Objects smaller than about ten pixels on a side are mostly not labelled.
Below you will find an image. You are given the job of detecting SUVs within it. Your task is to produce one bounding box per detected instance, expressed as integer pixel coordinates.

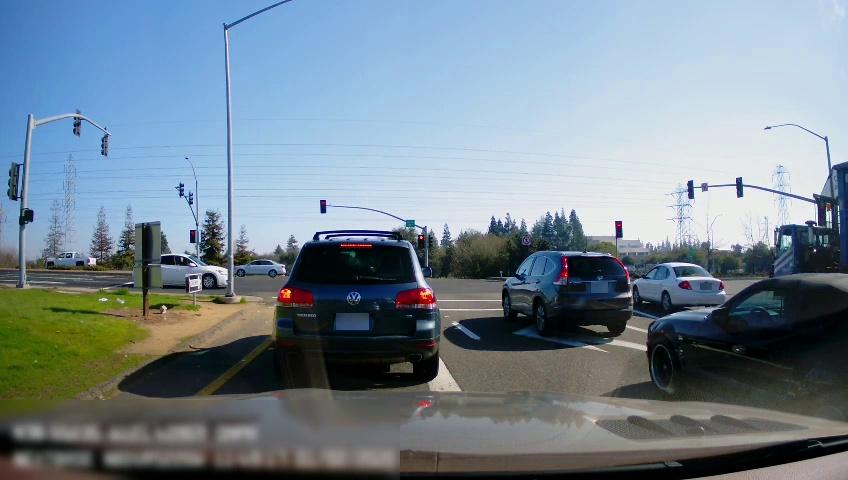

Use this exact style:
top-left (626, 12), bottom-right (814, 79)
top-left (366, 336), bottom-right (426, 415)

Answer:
top-left (272, 239), bottom-right (442, 383)
top-left (500, 249), bottom-right (633, 338)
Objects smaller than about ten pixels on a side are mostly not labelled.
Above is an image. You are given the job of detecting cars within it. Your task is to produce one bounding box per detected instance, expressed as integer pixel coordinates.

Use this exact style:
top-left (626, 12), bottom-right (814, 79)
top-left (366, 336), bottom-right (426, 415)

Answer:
top-left (645, 274), bottom-right (848, 415)
top-left (160, 254), bottom-right (230, 290)
top-left (631, 262), bottom-right (728, 314)
top-left (232, 259), bottom-right (288, 279)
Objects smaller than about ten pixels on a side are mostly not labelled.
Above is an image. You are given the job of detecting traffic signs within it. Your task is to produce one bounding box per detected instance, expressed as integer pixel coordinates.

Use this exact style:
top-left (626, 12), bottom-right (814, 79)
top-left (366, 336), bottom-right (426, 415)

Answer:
top-left (405, 220), bottom-right (416, 228)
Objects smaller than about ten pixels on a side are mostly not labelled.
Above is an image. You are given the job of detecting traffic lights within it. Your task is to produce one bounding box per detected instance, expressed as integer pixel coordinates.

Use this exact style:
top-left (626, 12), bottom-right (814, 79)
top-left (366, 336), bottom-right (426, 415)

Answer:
top-left (615, 221), bottom-right (625, 240)
top-left (176, 182), bottom-right (185, 198)
top-left (71, 111), bottom-right (82, 136)
top-left (429, 237), bottom-right (435, 250)
top-left (417, 236), bottom-right (425, 248)
top-left (320, 199), bottom-right (327, 214)
top-left (6, 164), bottom-right (18, 202)
top-left (686, 179), bottom-right (695, 201)
top-left (188, 192), bottom-right (195, 206)
top-left (23, 209), bottom-right (34, 223)
top-left (816, 203), bottom-right (827, 225)
top-left (101, 134), bottom-right (109, 157)
top-left (190, 230), bottom-right (197, 244)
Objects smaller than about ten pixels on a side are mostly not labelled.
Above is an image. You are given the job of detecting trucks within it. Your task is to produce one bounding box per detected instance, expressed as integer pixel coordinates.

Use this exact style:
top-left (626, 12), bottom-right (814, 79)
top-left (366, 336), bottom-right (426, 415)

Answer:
top-left (771, 160), bottom-right (848, 275)
top-left (44, 252), bottom-right (96, 270)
